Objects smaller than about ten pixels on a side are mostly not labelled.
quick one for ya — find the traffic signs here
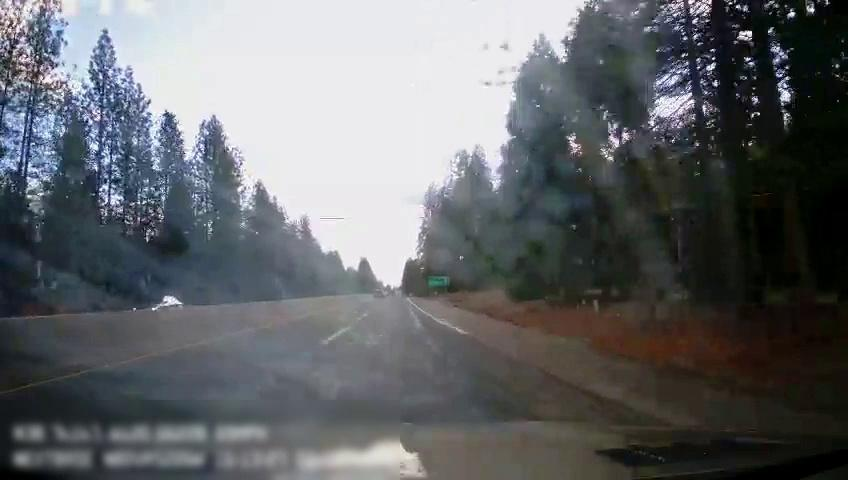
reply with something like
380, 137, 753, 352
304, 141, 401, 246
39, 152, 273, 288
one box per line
427, 276, 449, 287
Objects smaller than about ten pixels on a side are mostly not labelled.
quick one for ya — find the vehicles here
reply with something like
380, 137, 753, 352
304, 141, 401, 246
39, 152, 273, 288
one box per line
152, 296, 184, 310
374, 288, 387, 300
